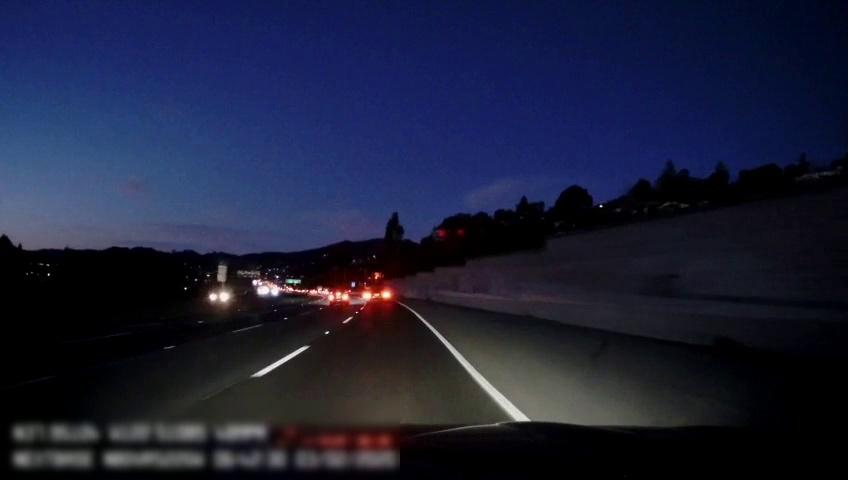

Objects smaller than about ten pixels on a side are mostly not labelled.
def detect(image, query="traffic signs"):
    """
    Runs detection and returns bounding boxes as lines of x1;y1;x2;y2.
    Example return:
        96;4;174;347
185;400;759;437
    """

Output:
217;264;227;283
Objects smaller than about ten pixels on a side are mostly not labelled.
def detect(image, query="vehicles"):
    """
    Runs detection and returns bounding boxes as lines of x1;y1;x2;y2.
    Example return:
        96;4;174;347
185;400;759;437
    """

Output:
329;290;350;308
209;286;242;306
364;271;394;306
